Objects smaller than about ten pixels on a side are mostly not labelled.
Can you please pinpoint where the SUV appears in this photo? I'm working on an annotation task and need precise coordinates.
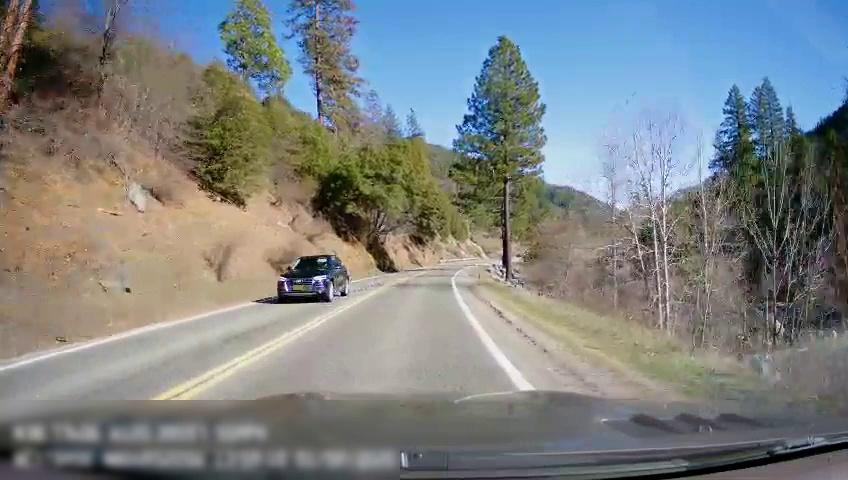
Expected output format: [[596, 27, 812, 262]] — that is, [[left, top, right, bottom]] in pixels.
[[276, 255, 352, 303]]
